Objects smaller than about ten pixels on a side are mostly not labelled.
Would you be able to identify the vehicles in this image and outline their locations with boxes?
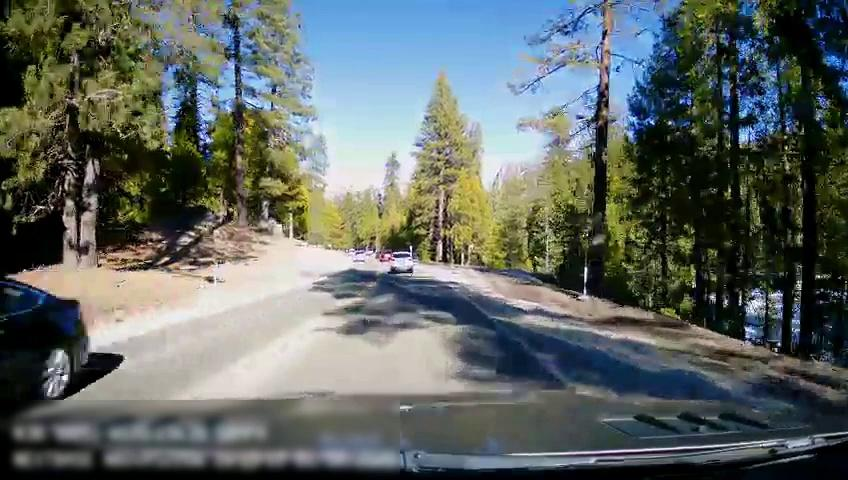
[390,251,414,274]
[0,276,89,406]
[378,249,394,263]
